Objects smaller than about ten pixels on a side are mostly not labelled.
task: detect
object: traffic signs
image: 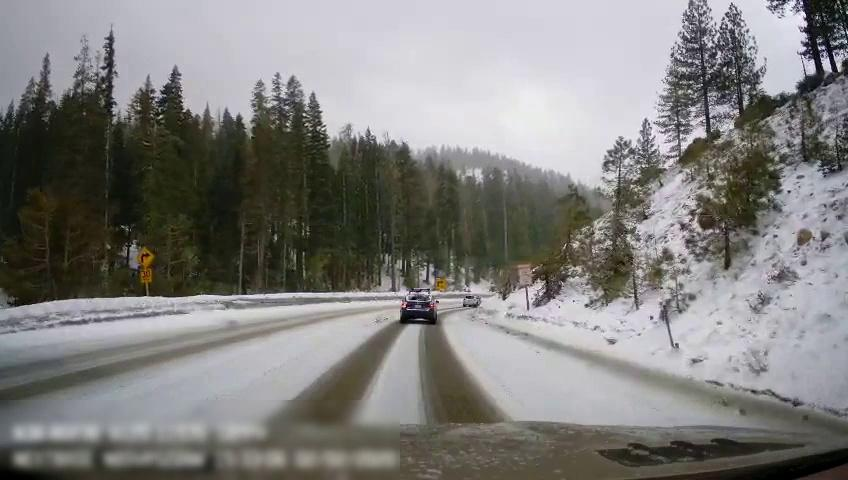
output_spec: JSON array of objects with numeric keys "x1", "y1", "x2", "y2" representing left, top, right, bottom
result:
[
  {"x1": 139, "y1": 268, "x2": 153, "y2": 283},
  {"x1": 519, "y1": 268, "x2": 533, "y2": 285},
  {"x1": 136, "y1": 246, "x2": 156, "y2": 268}
]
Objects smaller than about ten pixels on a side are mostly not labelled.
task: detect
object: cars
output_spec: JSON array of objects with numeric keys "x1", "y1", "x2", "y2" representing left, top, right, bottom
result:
[
  {"x1": 400, "y1": 287, "x2": 440, "y2": 326},
  {"x1": 462, "y1": 295, "x2": 480, "y2": 308}
]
